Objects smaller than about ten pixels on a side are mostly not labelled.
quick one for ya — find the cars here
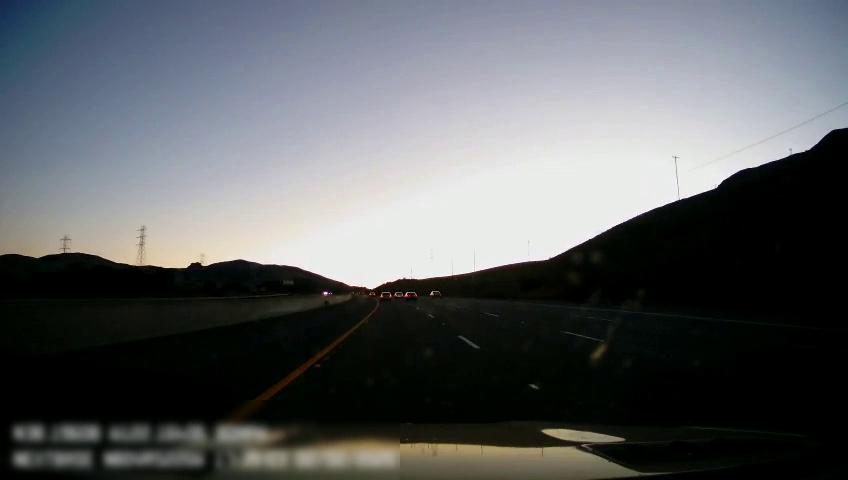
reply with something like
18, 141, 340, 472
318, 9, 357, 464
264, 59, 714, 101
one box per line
404, 292, 418, 301
380, 292, 392, 301
430, 290, 441, 298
